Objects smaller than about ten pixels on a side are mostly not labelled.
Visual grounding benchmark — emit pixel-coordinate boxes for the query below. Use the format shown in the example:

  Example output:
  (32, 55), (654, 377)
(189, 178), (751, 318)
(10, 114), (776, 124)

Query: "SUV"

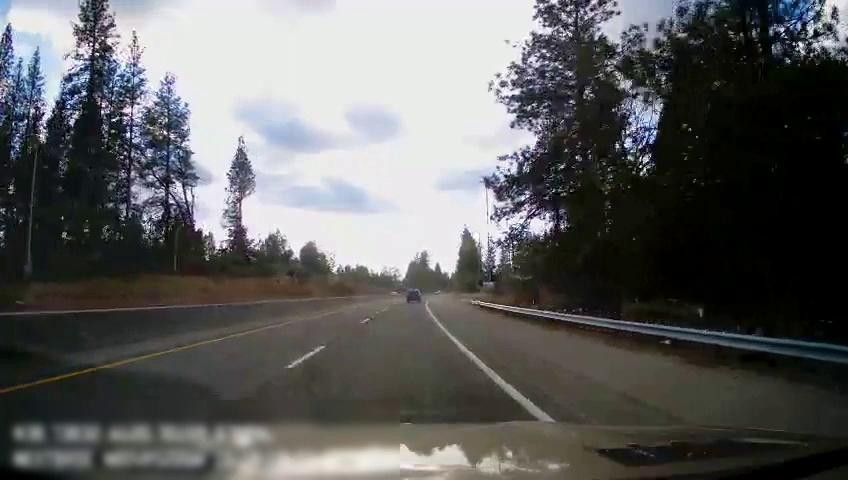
(406, 288), (423, 303)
